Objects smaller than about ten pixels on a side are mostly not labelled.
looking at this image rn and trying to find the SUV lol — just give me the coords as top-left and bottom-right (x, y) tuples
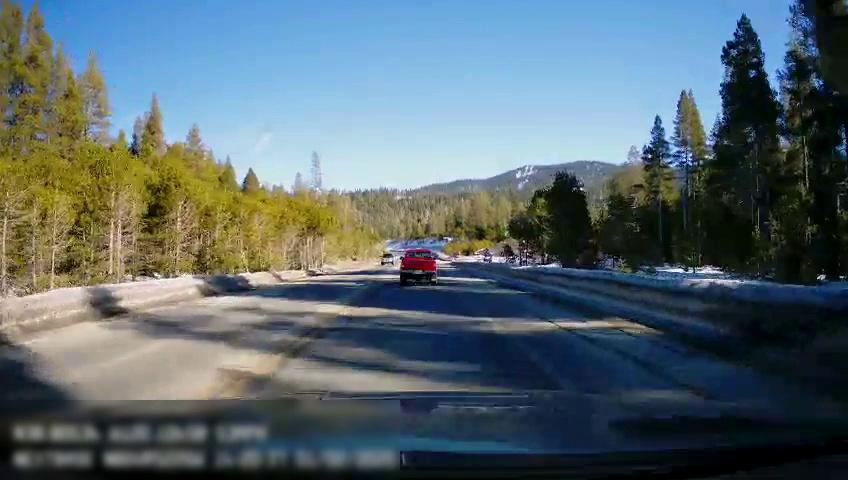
(380, 253), (394, 266)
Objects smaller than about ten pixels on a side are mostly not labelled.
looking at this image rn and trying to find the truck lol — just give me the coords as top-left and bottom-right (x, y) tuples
(397, 247), (439, 287)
